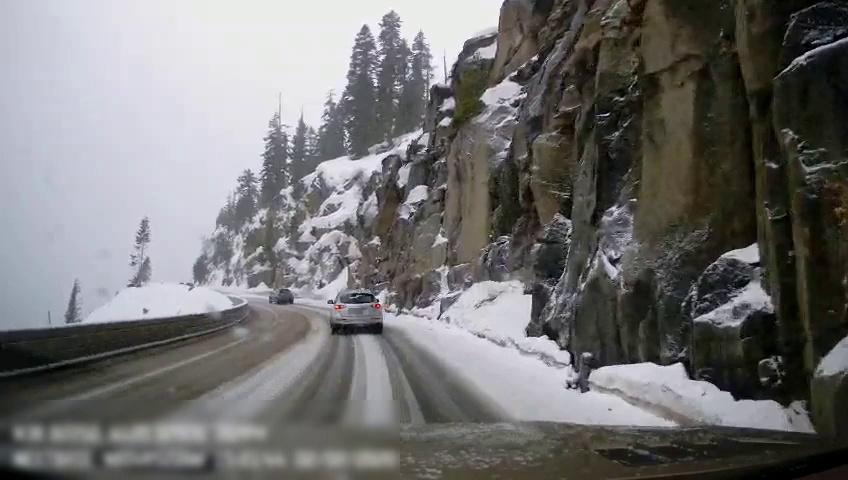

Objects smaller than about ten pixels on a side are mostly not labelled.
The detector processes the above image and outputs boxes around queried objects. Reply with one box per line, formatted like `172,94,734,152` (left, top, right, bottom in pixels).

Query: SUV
326,290,383,336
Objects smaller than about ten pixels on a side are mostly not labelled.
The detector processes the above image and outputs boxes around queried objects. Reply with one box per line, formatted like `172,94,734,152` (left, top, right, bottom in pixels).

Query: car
268,287,295,306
